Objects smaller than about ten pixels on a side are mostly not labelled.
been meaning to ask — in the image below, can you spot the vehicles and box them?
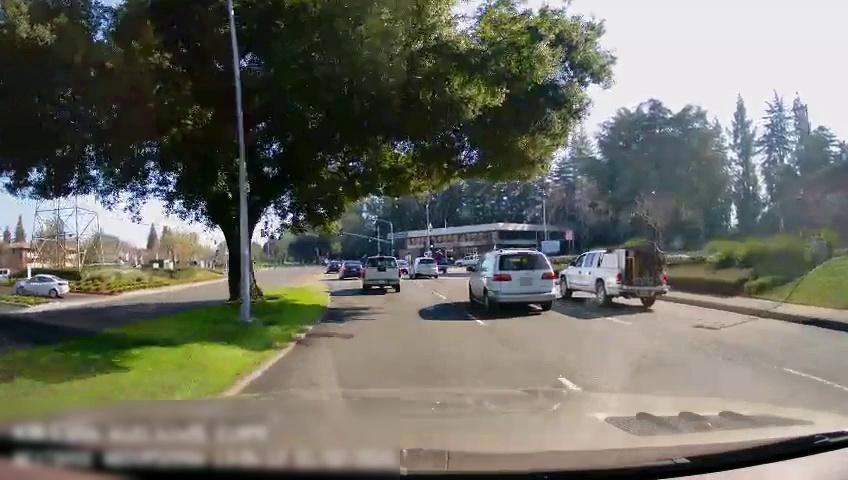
[354,255,402,292]
[432,248,449,272]
[14,273,71,299]
[326,260,341,273]
[396,259,408,273]
[467,248,556,314]
[339,259,362,280]
[557,242,669,307]
[453,254,479,268]
[407,256,439,279]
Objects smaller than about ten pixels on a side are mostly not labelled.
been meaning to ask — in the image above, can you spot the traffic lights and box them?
[429,240,436,252]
